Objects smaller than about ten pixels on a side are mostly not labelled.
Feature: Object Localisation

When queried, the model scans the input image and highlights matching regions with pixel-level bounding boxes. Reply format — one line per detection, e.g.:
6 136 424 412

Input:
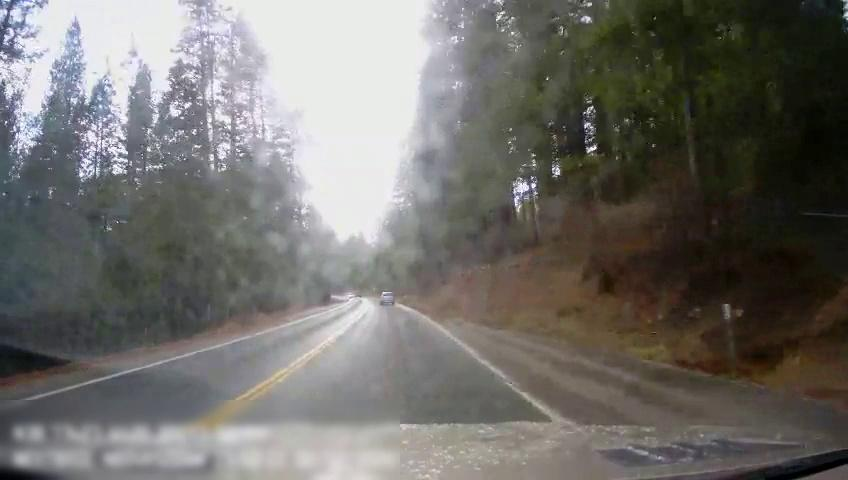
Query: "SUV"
379 291 396 306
